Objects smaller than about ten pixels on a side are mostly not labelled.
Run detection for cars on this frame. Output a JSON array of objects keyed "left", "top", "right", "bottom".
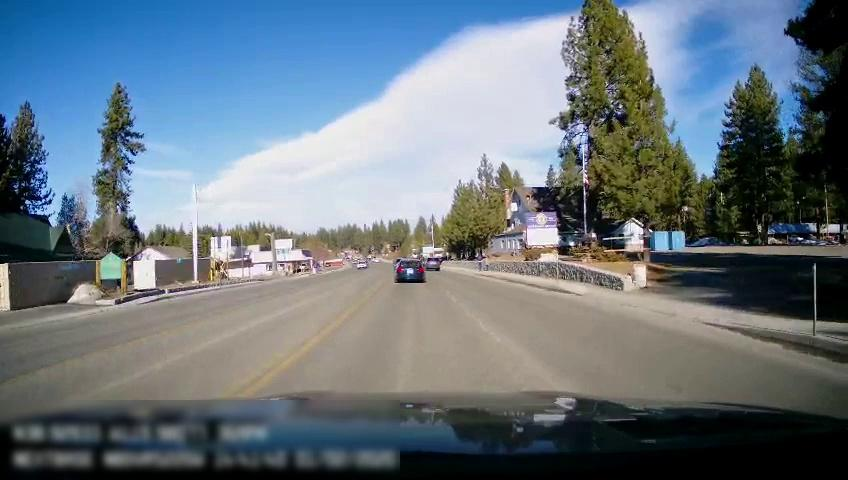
[{"left": 395, "top": 258, "right": 424, "bottom": 282}]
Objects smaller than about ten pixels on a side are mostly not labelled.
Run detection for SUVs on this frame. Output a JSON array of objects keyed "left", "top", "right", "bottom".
[
  {"left": 424, "top": 256, "right": 441, "bottom": 270},
  {"left": 356, "top": 260, "right": 368, "bottom": 269}
]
